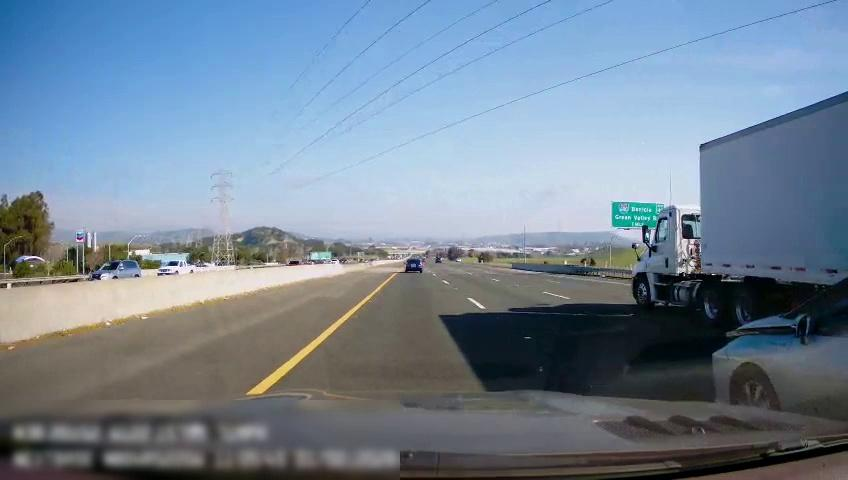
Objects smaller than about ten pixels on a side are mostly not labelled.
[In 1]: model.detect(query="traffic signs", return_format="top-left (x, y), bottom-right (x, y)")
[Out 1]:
top-left (610, 200), bottom-right (666, 230)
top-left (310, 251), bottom-right (332, 260)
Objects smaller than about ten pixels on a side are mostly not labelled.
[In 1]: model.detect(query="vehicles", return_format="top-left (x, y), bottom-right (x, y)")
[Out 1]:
top-left (88, 259), bottom-right (142, 282)
top-left (404, 258), bottom-right (423, 274)
top-left (156, 259), bottom-right (198, 278)
top-left (630, 91), bottom-right (848, 330)
top-left (712, 277), bottom-right (848, 420)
